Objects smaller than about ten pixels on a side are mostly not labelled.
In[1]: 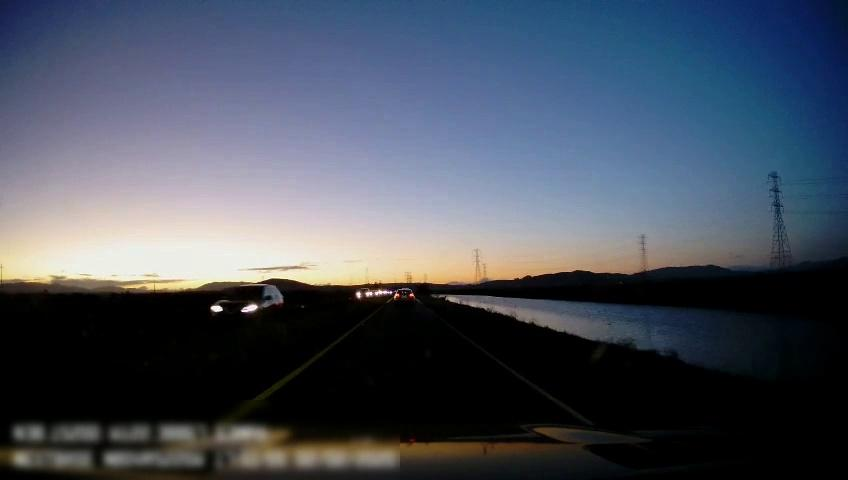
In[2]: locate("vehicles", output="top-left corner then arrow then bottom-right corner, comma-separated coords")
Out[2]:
209,284 -> 285,328
393,288 -> 415,305
355,288 -> 373,300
